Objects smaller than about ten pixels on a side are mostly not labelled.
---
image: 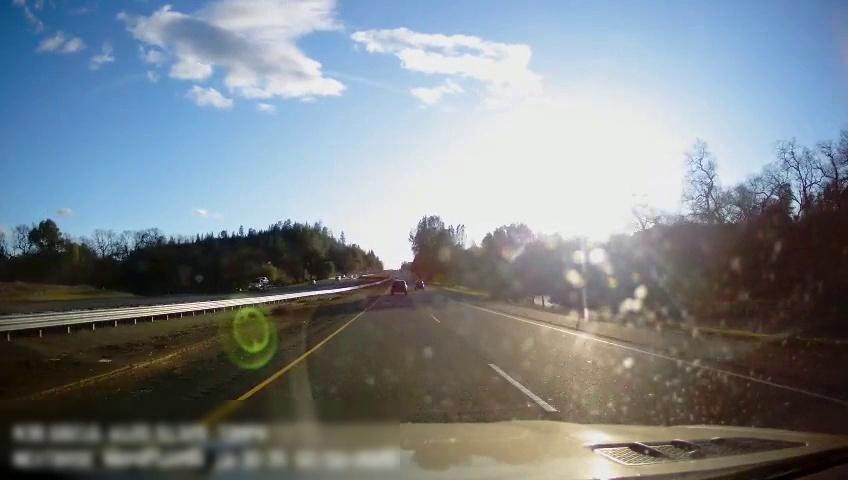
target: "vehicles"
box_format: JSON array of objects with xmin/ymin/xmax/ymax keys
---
[
  {"xmin": 246, "ymin": 277, "xmax": 276, "ymax": 294},
  {"xmin": 389, "ymin": 279, "xmax": 408, "ymax": 295},
  {"xmin": 414, "ymin": 280, "xmax": 425, "ymax": 290}
]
